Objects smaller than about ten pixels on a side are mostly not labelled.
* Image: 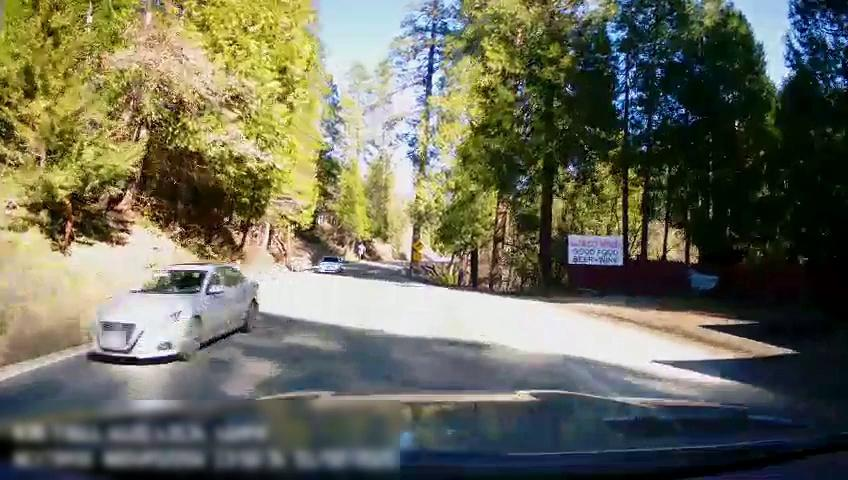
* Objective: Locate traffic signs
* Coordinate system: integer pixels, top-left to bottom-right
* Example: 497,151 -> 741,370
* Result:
414,239 -> 424,255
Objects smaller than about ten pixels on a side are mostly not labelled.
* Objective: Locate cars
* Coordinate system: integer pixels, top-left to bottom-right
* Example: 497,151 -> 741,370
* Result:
316,255 -> 345,274
87,263 -> 260,363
